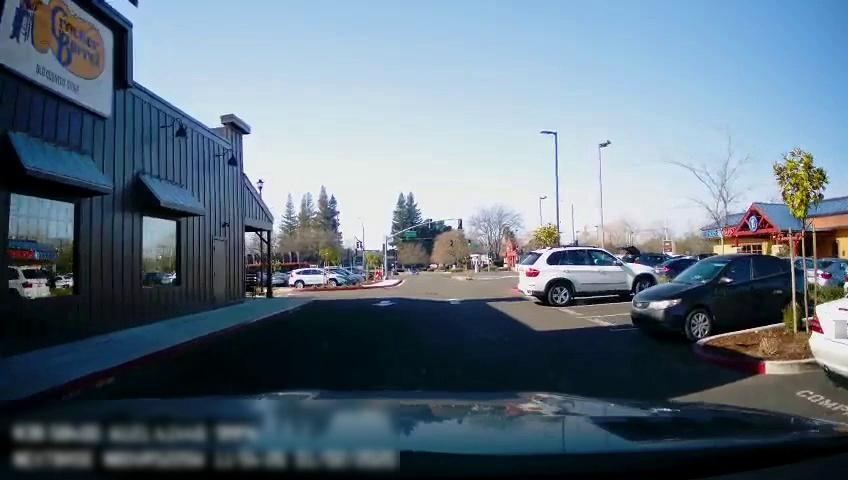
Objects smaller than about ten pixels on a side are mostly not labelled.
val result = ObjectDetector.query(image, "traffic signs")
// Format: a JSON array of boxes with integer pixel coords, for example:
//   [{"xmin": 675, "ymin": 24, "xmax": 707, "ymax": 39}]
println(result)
[{"xmin": 400, "ymin": 231, "xmax": 416, "ymax": 238}]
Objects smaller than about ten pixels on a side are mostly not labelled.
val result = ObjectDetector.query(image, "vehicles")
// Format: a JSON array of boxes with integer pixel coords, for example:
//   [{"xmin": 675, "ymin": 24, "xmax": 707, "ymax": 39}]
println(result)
[
  {"xmin": 775, "ymin": 255, "xmax": 816, "ymax": 268},
  {"xmin": 808, "ymin": 295, "xmax": 848, "ymax": 383},
  {"xmin": 630, "ymin": 255, "xmax": 809, "ymax": 341},
  {"xmin": 619, "ymin": 245, "xmax": 676, "ymax": 267},
  {"xmin": 288, "ymin": 268, "xmax": 339, "ymax": 289},
  {"xmin": 652, "ymin": 258, "xmax": 701, "ymax": 280},
  {"xmin": 516, "ymin": 245, "xmax": 659, "ymax": 307},
  {"xmin": 794, "ymin": 257, "xmax": 848, "ymax": 289},
  {"xmin": 272, "ymin": 273, "xmax": 289, "ymax": 287}
]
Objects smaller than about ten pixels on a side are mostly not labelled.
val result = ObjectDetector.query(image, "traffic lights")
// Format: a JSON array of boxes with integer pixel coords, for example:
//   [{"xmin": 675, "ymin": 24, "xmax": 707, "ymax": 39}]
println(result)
[
  {"xmin": 457, "ymin": 218, "xmax": 462, "ymax": 229},
  {"xmin": 427, "ymin": 219, "xmax": 433, "ymax": 230}
]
